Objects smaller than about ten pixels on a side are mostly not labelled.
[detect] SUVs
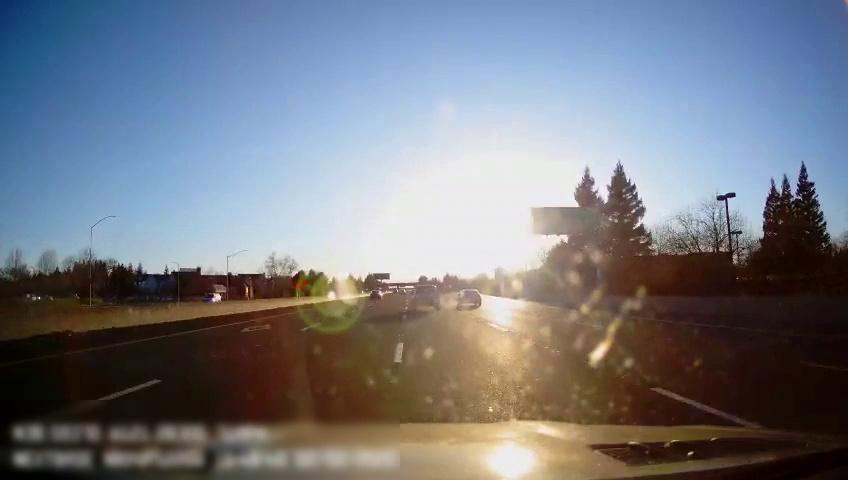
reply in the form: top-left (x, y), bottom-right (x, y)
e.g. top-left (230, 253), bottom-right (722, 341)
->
top-left (199, 292), bottom-right (222, 303)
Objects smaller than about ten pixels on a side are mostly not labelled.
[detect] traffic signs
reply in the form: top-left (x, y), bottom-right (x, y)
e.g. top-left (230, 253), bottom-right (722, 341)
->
top-left (531, 206), bottom-right (599, 237)
top-left (373, 273), bottom-right (390, 280)
top-left (289, 272), bottom-right (308, 289)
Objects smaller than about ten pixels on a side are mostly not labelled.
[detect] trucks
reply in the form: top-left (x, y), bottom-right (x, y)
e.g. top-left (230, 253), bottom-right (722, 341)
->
top-left (414, 286), bottom-right (439, 306)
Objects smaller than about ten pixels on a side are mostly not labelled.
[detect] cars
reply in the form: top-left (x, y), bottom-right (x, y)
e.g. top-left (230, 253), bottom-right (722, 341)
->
top-left (369, 290), bottom-right (382, 301)
top-left (456, 289), bottom-right (483, 308)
